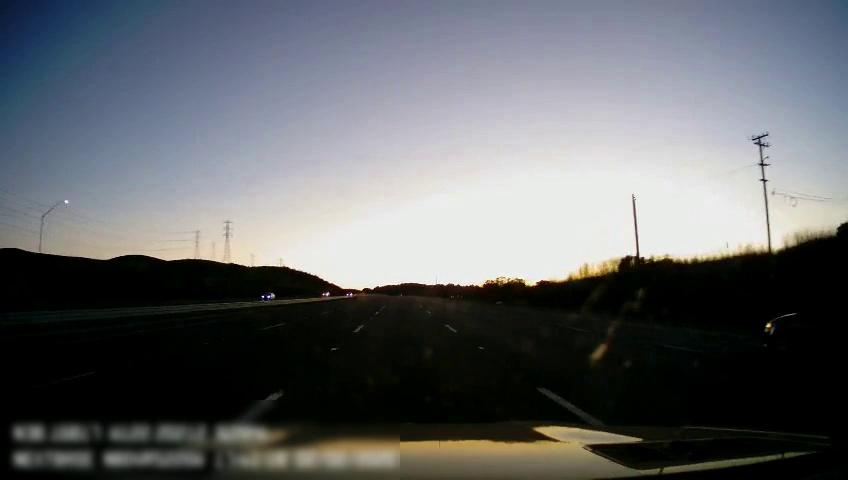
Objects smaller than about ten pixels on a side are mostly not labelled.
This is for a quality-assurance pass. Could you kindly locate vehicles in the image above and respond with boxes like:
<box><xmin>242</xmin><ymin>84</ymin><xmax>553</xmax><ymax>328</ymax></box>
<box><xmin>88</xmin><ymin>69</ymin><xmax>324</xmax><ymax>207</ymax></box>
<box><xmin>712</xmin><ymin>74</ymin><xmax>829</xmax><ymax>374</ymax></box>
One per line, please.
<box><xmin>761</xmin><ymin>311</ymin><xmax>825</xmax><ymax>351</ymax></box>
<box><xmin>261</xmin><ymin>292</ymin><xmax>276</xmax><ymax>301</ymax></box>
